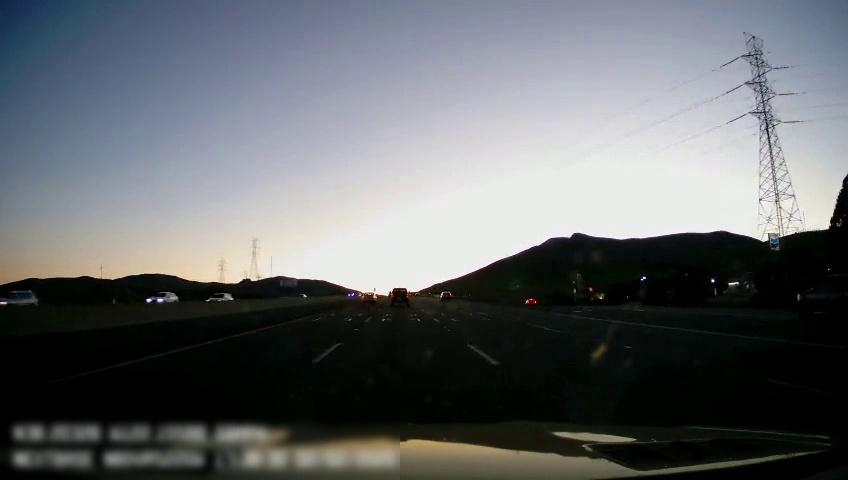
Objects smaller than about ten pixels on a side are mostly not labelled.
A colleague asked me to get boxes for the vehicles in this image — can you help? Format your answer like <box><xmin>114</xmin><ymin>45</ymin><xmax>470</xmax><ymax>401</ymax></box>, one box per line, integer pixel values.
<box><xmin>440</xmin><ymin>291</ymin><xmax>452</xmax><ymax>301</ymax></box>
<box><xmin>796</xmin><ymin>274</ymin><xmax>848</xmax><ymax>319</ymax></box>
<box><xmin>0</xmin><ymin>290</ymin><xmax>38</xmax><ymax>308</ymax></box>
<box><xmin>296</xmin><ymin>294</ymin><xmax>308</xmax><ymax>299</ymax></box>
<box><xmin>390</xmin><ymin>288</ymin><xmax>409</xmax><ymax>306</ymax></box>
<box><xmin>205</xmin><ymin>293</ymin><xmax>234</xmax><ymax>302</ymax></box>
<box><xmin>145</xmin><ymin>292</ymin><xmax>179</xmax><ymax>304</ymax></box>
<box><xmin>525</xmin><ymin>298</ymin><xmax>537</xmax><ymax>306</ymax></box>
<box><xmin>362</xmin><ymin>293</ymin><xmax>377</xmax><ymax>305</ymax></box>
